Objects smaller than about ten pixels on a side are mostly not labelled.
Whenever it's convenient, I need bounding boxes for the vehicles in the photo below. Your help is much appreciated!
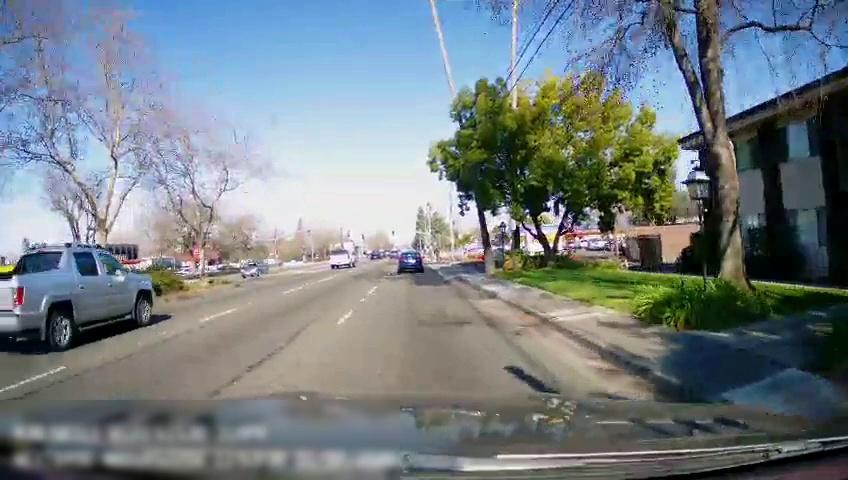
[240,261,272,279]
[370,252,382,260]
[396,250,424,273]
[0,241,156,352]
[329,247,358,269]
